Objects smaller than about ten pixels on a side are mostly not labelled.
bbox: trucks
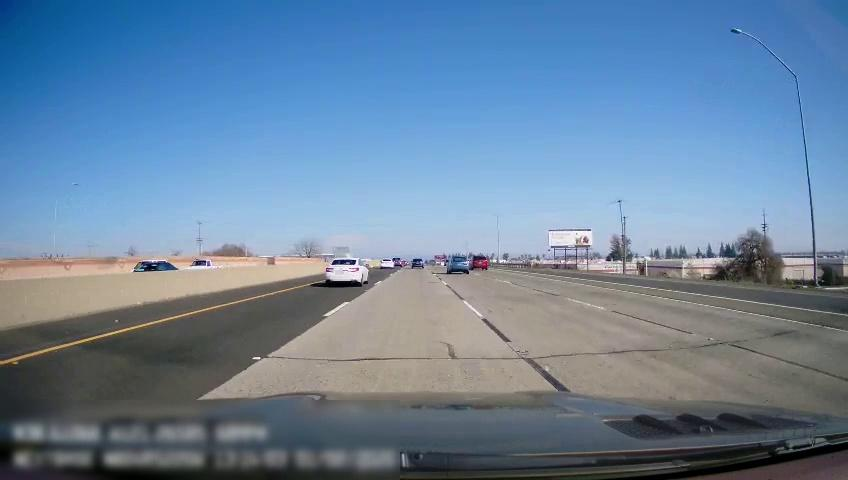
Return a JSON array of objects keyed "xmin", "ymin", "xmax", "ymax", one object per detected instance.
[{"xmin": 183, "ymin": 258, "xmax": 224, "ymax": 271}]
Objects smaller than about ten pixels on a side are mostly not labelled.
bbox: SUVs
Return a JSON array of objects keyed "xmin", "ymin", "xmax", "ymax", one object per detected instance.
[
  {"xmin": 392, "ymin": 257, "xmax": 402, "ymax": 268},
  {"xmin": 445, "ymin": 255, "xmax": 470, "ymax": 275}
]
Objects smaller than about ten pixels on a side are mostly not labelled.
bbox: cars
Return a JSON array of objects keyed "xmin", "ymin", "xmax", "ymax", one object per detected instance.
[
  {"xmin": 411, "ymin": 258, "xmax": 425, "ymax": 269},
  {"xmin": 132, "ymin": 259, "xmax": 180, "ymax": 273},
  {"xmin": 324, "ymin": 257, "xmax": 370, "ymax": 288},
  {"xmin": 380, "ymin": 258, "xmax": 395, "ymax": 270}
]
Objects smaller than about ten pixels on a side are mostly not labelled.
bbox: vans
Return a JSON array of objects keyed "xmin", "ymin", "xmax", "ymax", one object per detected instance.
[{"xmin": 467, "ymin": 255, "xmax": 489, "ymax": 271}]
